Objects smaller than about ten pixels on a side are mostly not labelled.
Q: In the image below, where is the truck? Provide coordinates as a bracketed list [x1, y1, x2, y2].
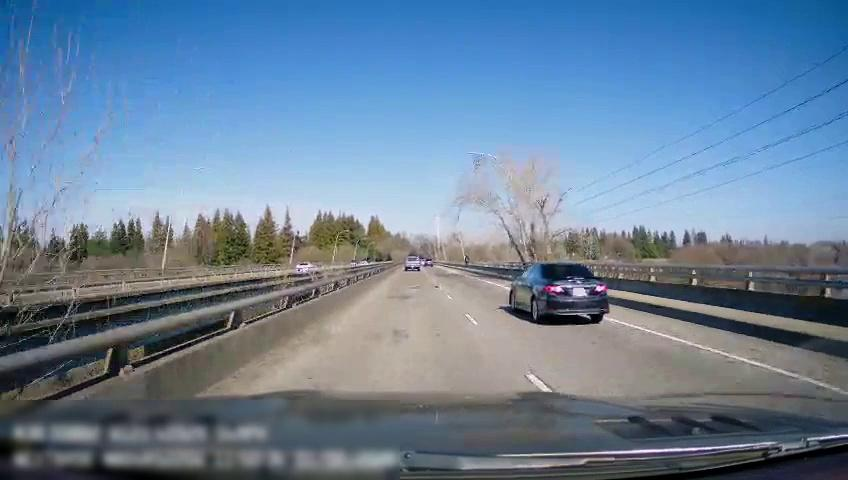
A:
[404, 256, 420, 271]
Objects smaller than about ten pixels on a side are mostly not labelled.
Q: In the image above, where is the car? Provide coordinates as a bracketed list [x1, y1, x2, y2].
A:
[508, 262, 609, 324]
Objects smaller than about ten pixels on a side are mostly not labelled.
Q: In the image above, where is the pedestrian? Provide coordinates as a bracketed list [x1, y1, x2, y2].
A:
[464, 254, 469, 266]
